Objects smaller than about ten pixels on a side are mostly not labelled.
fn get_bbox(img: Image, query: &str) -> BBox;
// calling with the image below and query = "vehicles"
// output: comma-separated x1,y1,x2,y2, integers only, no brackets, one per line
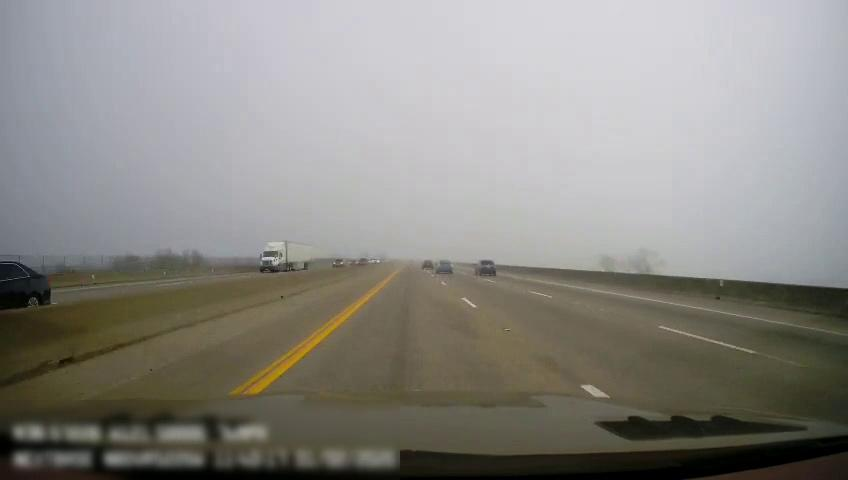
258,240,313,273
434,259,454,274
474,259,497,276
422,259,434,269
0,259,53,313
332,258,348,268
357,257,370,266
